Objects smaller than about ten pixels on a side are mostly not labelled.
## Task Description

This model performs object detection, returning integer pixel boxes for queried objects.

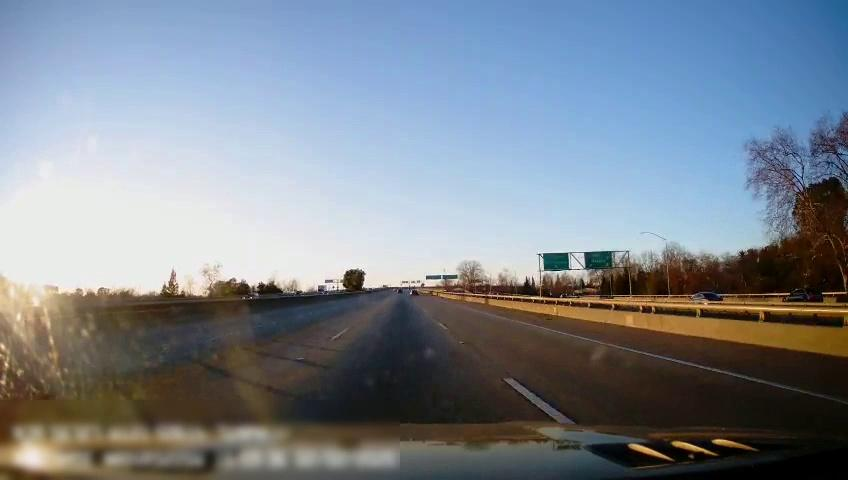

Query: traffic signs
[425,274,442,280]
[584,251,613,268]
[443,274,458,279]
[543,253,569,269]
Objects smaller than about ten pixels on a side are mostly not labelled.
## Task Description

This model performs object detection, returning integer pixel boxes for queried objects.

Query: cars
[688,291,721,305]
[783,288,824,307]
